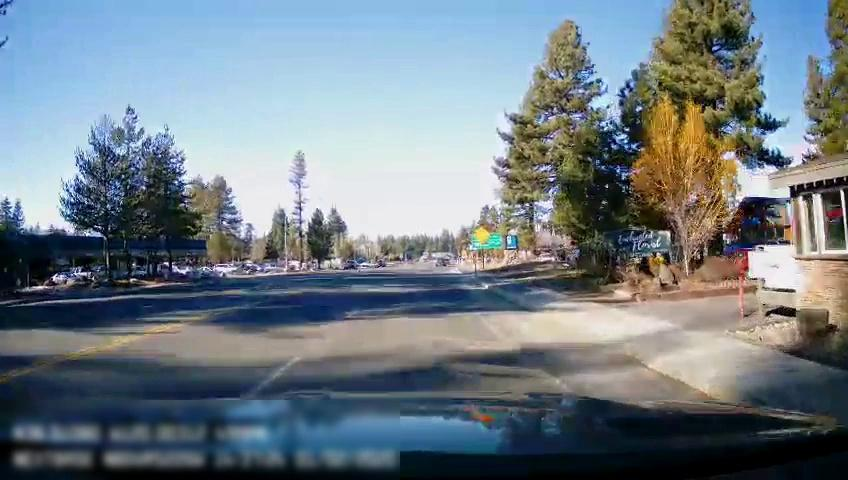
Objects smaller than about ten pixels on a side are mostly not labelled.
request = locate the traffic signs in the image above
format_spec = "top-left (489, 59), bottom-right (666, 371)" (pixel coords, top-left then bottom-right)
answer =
top-left (474, 224), bottom-right (491, 243)
top-left (472, 233), bottom-right (503, 250)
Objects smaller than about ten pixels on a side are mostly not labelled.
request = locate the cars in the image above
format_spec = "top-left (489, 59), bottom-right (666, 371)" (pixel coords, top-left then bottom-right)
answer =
top-left (50, 271), bottom-right (80, 286)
